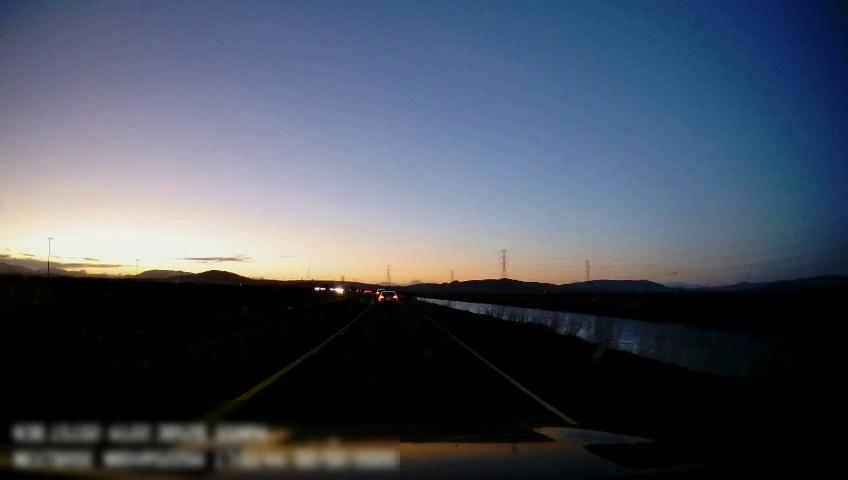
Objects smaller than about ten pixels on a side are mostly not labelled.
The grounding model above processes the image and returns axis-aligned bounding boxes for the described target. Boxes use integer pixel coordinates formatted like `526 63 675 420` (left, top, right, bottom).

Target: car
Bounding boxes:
378 290 398 304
